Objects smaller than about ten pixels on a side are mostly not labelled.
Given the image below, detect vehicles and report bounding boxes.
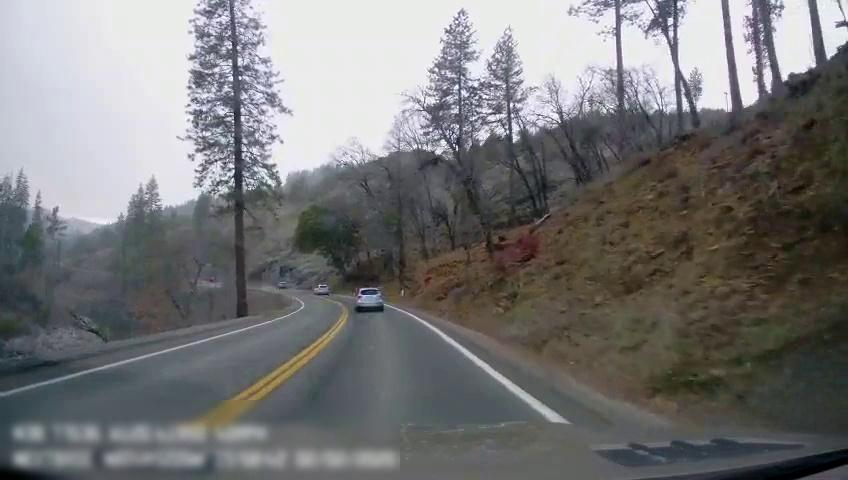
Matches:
[313,284,329,296]
[276,281,287,290]
[354,287,384,313]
